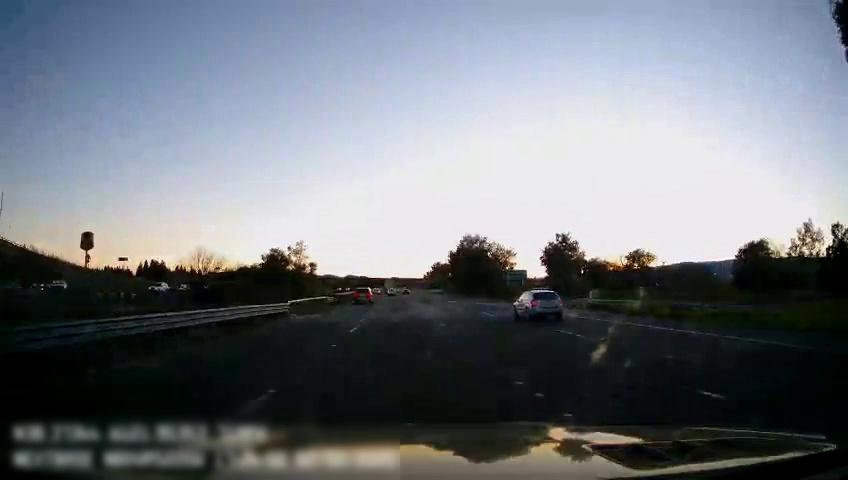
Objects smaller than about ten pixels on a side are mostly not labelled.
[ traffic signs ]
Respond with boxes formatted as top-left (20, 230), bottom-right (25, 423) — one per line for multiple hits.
top-left (501, 268), bottom-right (528, 281)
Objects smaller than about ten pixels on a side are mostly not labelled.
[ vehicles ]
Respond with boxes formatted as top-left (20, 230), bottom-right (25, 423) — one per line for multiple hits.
top-left (511, 290), bottom-right (564, 323)
top-left (353, 287), bottom-right (373, 305)
top-left (148, 281), bottom-right (169, 294)
top-left (384, 278), bottom-right (395, 294)
top-left (32, 279), bottom-right (67, 292)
